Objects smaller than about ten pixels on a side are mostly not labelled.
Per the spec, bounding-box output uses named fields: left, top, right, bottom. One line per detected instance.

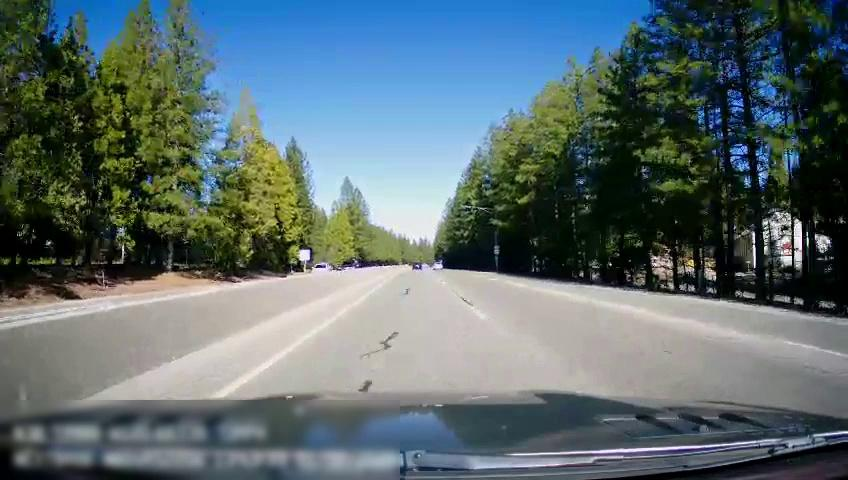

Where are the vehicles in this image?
left=311, top=262, right=334, bottom=274
left=432, top=262, right=443, bottom=271
left=411, top=261, right=423, bottom=271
